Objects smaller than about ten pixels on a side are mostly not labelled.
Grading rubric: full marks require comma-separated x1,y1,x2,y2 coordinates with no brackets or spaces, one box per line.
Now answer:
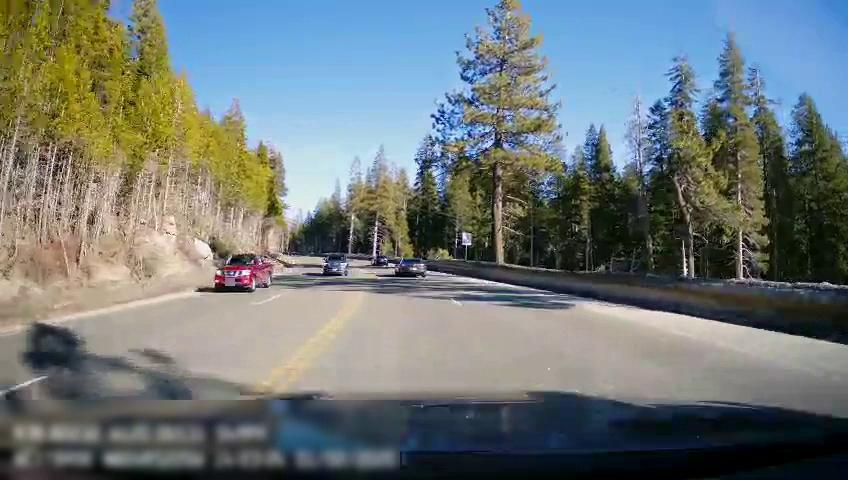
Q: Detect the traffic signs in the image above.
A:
461,231,474,246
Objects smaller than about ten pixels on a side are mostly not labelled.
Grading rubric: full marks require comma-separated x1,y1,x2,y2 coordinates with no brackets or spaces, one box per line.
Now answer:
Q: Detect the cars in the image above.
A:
373,254,389,266
395,257,426,277
322,254,349,277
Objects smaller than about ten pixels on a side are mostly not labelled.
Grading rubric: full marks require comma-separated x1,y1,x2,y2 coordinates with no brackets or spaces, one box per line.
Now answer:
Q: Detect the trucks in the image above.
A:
212,252,274,293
